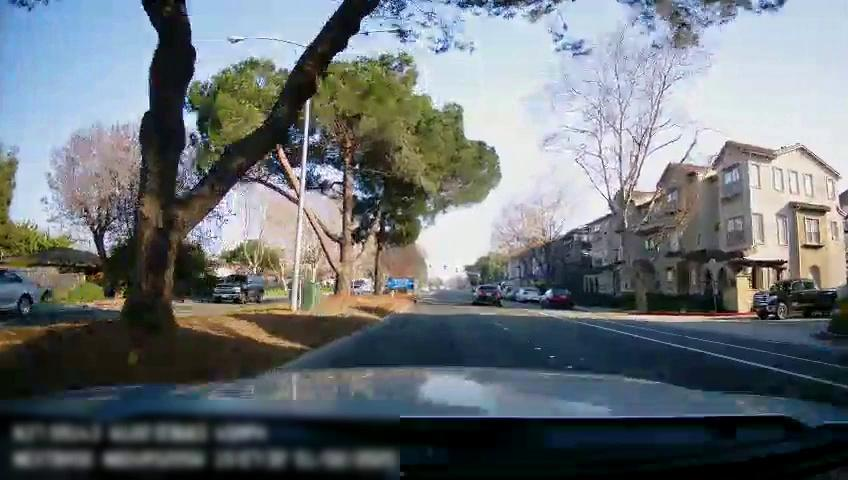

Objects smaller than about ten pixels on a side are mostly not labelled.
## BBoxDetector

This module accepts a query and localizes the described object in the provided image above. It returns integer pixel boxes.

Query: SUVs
[212,273,268,306]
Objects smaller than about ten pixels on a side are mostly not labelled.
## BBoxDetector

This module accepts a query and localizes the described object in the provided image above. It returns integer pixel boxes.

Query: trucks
[751,278,841,322]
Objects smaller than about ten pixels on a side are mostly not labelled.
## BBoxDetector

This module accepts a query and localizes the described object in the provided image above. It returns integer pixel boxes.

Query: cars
[540,287,570,310]
[514,286,541,303]
[472,283,501,307]
[0,263,49,318]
